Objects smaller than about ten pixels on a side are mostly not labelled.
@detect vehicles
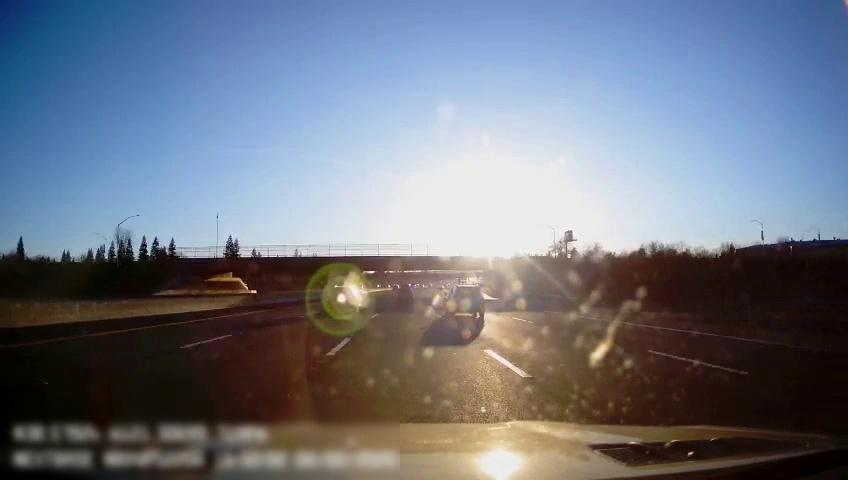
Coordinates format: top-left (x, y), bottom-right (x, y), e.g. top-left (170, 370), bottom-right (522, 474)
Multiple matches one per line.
top-left (443, 285), bottom-right (485, 319)
top-left (395, 284), bottom-right (413, 303)
top-left (392, 283), bottom-right (400, 291)
top-left (327, 285), bottom-right (369, 315)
